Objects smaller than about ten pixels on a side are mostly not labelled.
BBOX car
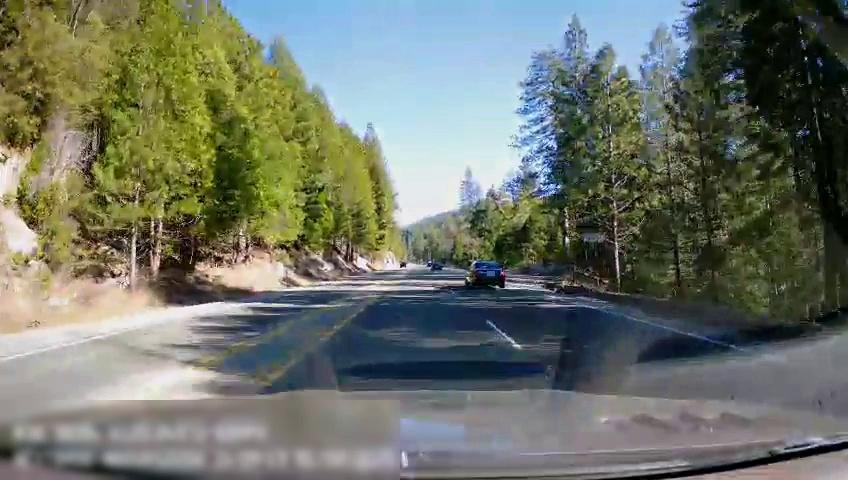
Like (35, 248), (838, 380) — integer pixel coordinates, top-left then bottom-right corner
(464, 261), (505, 289)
